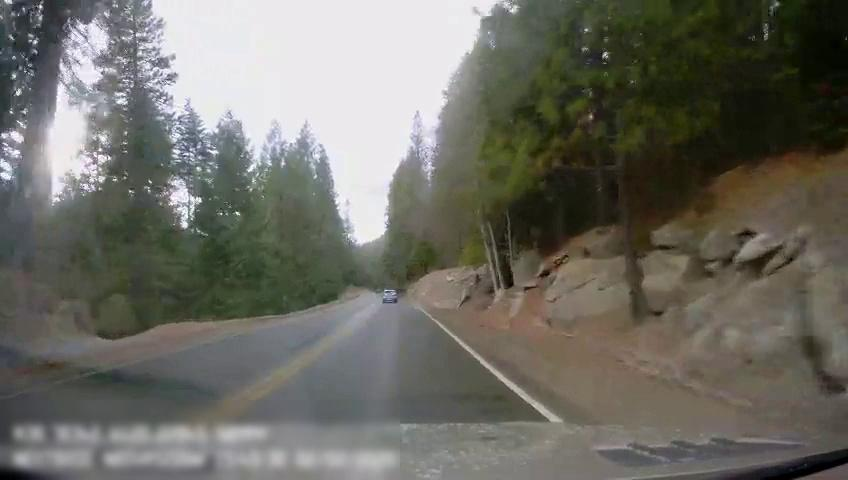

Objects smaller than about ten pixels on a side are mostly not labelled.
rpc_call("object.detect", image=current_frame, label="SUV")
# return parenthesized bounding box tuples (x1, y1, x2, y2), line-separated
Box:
(381, 290, 398, 304)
